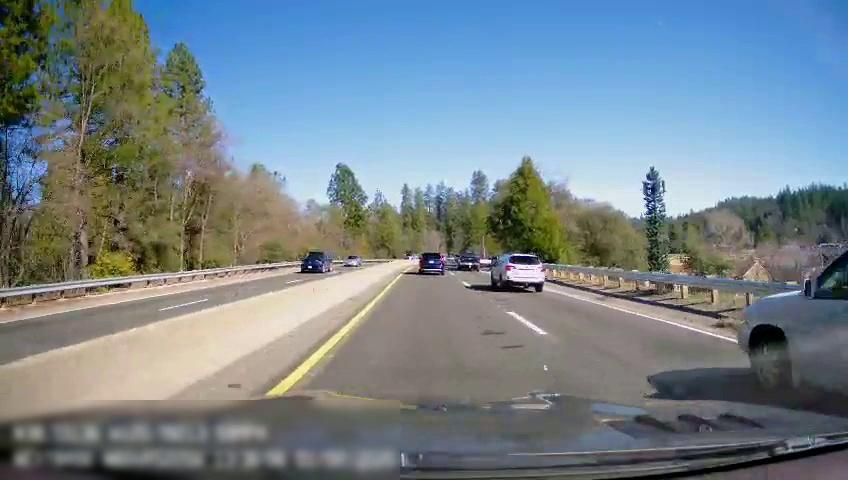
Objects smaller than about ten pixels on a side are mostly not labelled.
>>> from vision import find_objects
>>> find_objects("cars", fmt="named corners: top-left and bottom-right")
top-left (299, 252), bottom-right (334, 274)
top-left (344, 256), bottom-right (361, 267)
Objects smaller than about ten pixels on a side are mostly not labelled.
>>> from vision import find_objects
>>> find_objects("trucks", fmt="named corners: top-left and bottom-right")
top-left (456, 255), bottom-right (480, 271)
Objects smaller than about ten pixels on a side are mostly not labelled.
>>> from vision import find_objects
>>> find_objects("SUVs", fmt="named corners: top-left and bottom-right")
top-left (418, 253), bottom-right (445, 275)
top-left (490, 253), bottom-right (546, 292)
top-left (736, 244), bottom-right (848, 419)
